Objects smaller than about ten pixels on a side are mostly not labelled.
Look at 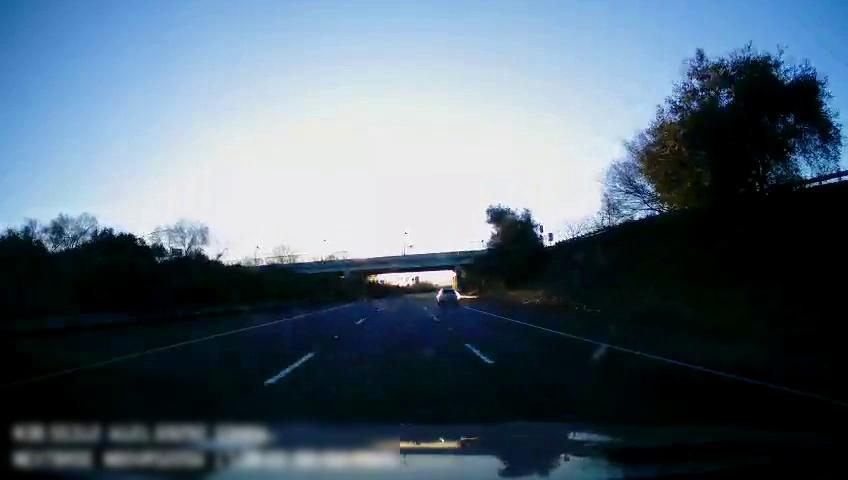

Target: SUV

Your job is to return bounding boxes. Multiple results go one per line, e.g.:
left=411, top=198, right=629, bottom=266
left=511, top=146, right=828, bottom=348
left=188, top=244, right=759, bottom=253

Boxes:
left=436, top=287, right=459, bottom=307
